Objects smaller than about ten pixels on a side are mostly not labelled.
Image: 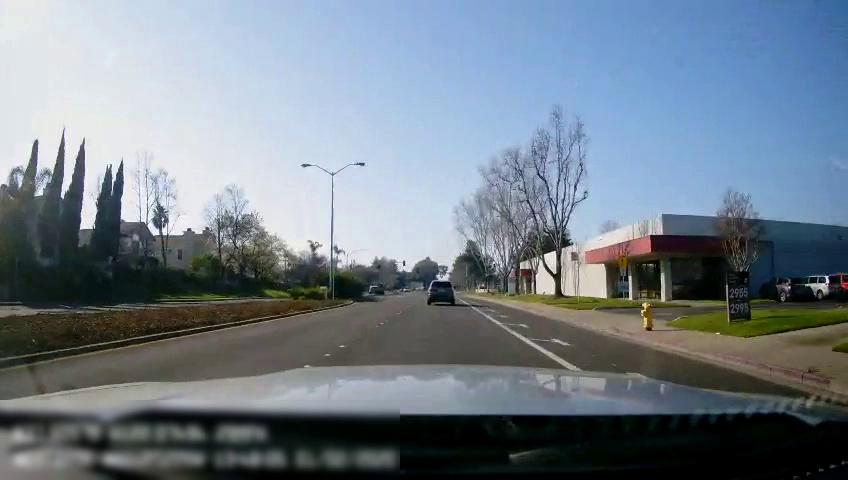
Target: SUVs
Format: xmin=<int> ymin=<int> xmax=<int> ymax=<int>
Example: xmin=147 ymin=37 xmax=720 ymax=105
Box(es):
xmin=777 ymin=279 xmax=809 ymax=304
xmin=802 ymin=274 xmax=842 ymax=302
xmin=426 ymin=280 xmax=457 ymax=305
xmin=839 ymin=272 xmax=848 ymax=297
